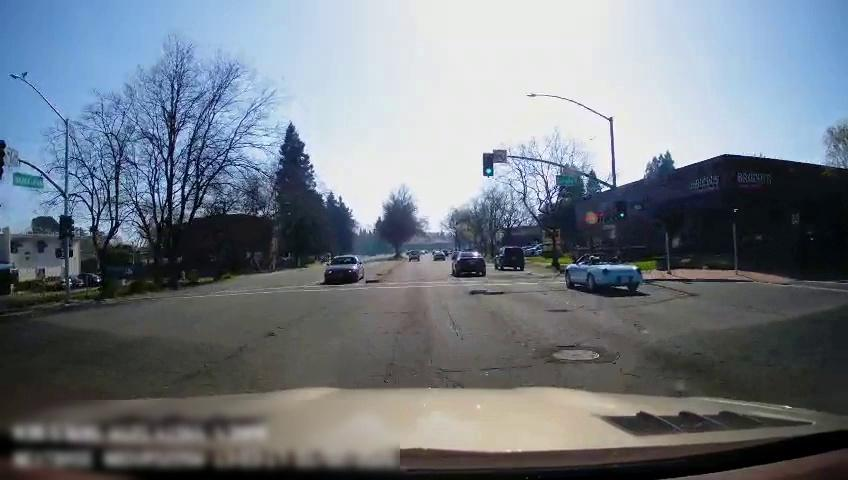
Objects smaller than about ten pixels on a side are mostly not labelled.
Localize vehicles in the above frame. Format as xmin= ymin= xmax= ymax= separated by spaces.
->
xmin=451 ymin=252 xmax=487 ymax=276
xmin=324 ymin=254 xmax=364 ymax=284
xmin=433 ymin=250 xmax=445 ymax=261
xmin=564 ymin=253 xmax=642 ymax=292
xmin=408 ymin=251 xmax=420 ymax=262
xmin=493 ymin=245 xmax=526 ymax=272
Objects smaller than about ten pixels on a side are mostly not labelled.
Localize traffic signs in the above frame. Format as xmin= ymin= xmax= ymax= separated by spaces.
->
xmin=493 ymin=148 xmax=507 ymax=165
xmin=556 ymin=175 xmax=581 ymax=189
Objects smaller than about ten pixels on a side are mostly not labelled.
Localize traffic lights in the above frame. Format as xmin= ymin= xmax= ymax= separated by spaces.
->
xmin=0 ymin=138 xmax=8 ymax=178
xmin=481 ymin=151 xmax=496 ymax=179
